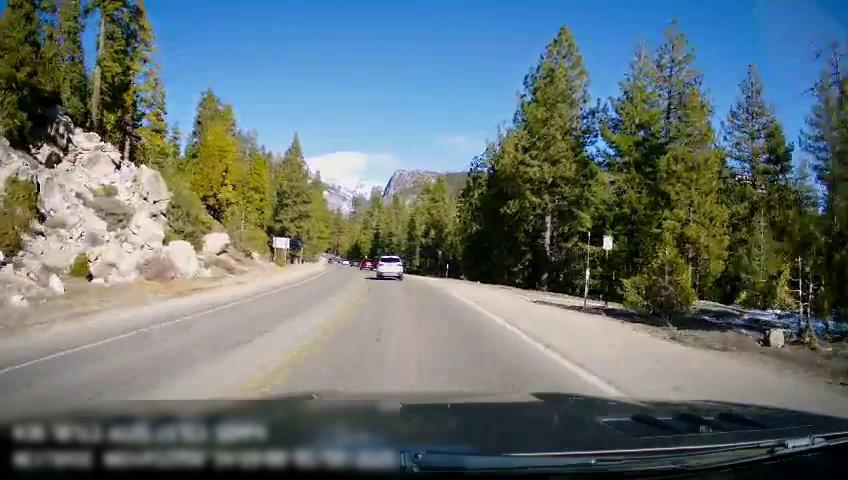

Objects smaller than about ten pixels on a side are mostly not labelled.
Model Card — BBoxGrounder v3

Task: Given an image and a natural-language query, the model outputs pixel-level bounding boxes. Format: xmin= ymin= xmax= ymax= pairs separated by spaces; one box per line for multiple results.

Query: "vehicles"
xmin=376 ymin=255 xmax=404 ymax=281
xmin=359 ymin=258 xmax=374 ymax=271
xmin=350 ymin=260 xmax=360 ymax=268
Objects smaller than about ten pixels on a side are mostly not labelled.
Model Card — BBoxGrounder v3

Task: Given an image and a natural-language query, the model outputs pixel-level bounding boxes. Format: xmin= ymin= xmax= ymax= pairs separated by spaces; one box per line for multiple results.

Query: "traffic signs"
xmin=602 ymin=234 xmax=614 ymax=251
